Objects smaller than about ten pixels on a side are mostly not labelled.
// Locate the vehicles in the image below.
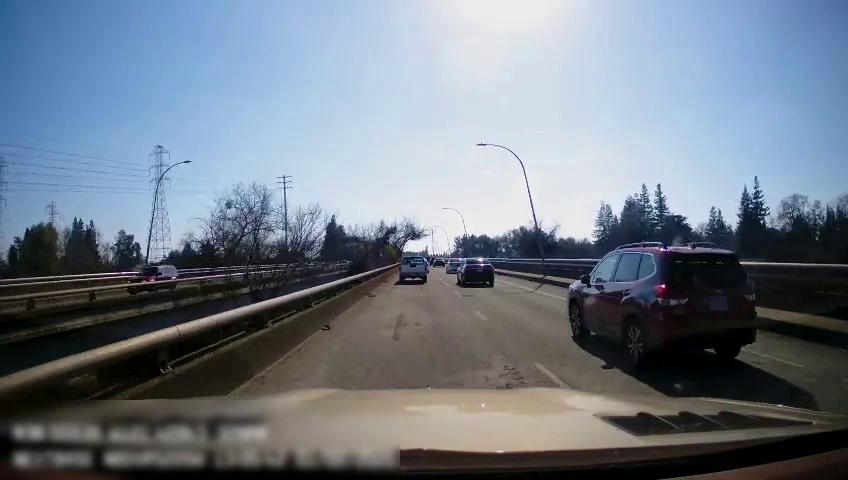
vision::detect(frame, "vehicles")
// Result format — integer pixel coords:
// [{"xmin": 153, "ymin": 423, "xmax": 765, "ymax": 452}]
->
[
  {"xmin": 398, "ymin": 254, "xmax": 428, "ymax": 284},
  {"xmin": 432, "ymin": 257, "xmax": 445, "ymax": 269},
  {"xmin": 456, "ymin": 257, "xmax": 495, "ymax": 286},
  {"xmin": 127, "ymin": 264, "xmax": 178, "ymax": 296},
  {"xmin": 565, "ymin": 238, "xmax": 756, "ymax": 369},
  {"xmin": 444, "ymin": 257, "xmax": 462, "ymax": 273}
]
